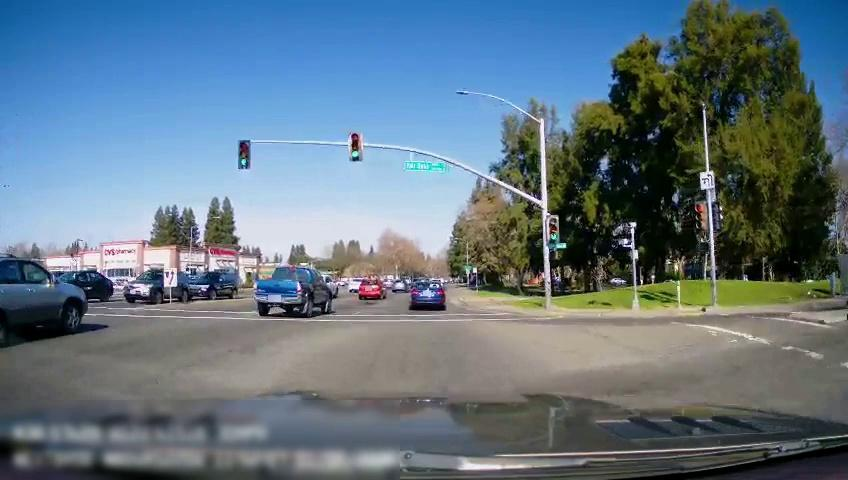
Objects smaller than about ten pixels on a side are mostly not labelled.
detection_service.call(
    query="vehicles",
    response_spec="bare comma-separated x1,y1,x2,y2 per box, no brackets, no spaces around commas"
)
408,281,447,312
392,279,407,293
0,257,89,345
321,273,340,299
255,265,332,319
358,278,386,300
187,271,241,301
347,278,363,293
122,268,192,305
60,270,115,301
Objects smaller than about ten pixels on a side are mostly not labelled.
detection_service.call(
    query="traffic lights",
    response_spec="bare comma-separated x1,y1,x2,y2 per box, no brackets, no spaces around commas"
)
238,139,252,170
713,199,724,232
547,215,560,250
350,133,362,161
695,201,710,232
